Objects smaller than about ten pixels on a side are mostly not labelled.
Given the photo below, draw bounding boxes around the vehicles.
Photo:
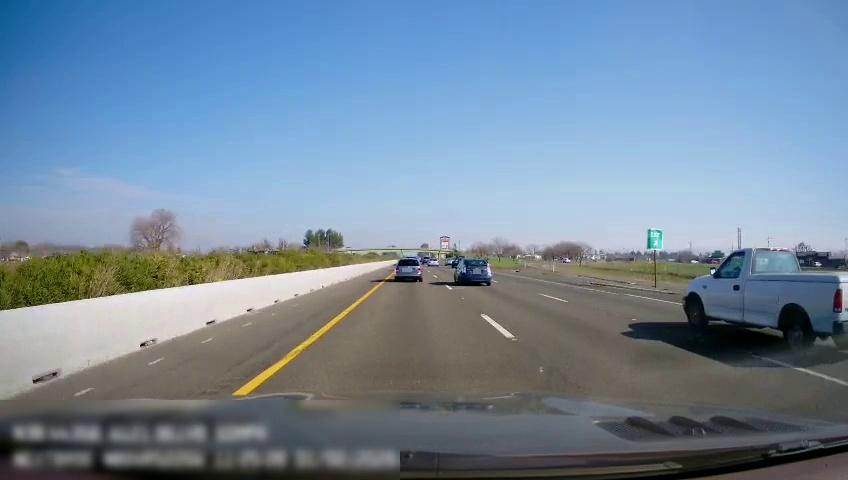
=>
[421,256,432,265]
[391,258,422,283]
[427,257,440,267]
[451,255,467,269]
[453,258,493,287]
[681,246,848,359]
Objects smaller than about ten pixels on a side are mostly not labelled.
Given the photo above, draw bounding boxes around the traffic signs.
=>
[646,228,664,250]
